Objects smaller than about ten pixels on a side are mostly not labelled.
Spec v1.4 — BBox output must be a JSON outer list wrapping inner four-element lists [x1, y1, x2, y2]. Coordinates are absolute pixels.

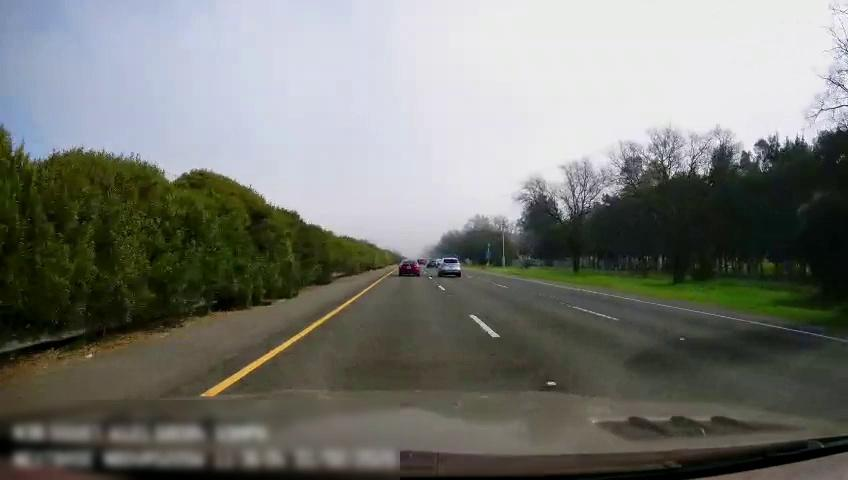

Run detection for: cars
[[426, 260, 437, 268], [397, 258, 422, 278]]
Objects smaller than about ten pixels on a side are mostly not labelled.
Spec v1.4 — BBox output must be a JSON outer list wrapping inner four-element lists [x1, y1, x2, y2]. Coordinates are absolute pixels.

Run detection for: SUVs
[[437, 258, 462, 277]]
